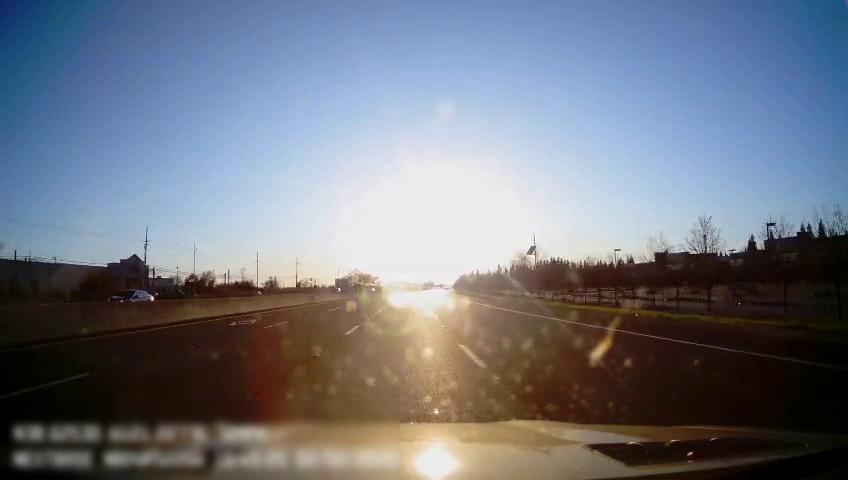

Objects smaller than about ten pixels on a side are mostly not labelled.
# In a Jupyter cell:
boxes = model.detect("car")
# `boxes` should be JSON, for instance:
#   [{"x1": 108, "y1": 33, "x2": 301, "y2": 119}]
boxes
[{"x1": 107, "y1": 290, "x2": 154, "y2": 304}]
